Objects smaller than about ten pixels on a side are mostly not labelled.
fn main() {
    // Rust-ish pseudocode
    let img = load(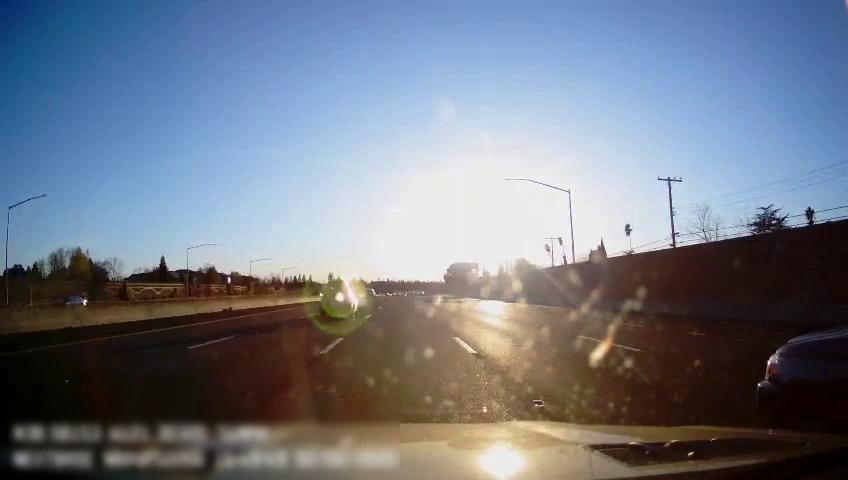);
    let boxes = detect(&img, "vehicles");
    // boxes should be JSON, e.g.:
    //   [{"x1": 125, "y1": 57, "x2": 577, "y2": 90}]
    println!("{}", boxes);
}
[
  {"x1": 318, "y1": 277, "x2": 362, "y2": 319},
  {"x1": 64, "y1": 295, "x2": 88, "y2": 306},
  {"x1": 756, "y1": 326, "x2": 848, "y2": 431},
  {"x1": 364, "y1": 289, "x2": 376, "y2": 299}
]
